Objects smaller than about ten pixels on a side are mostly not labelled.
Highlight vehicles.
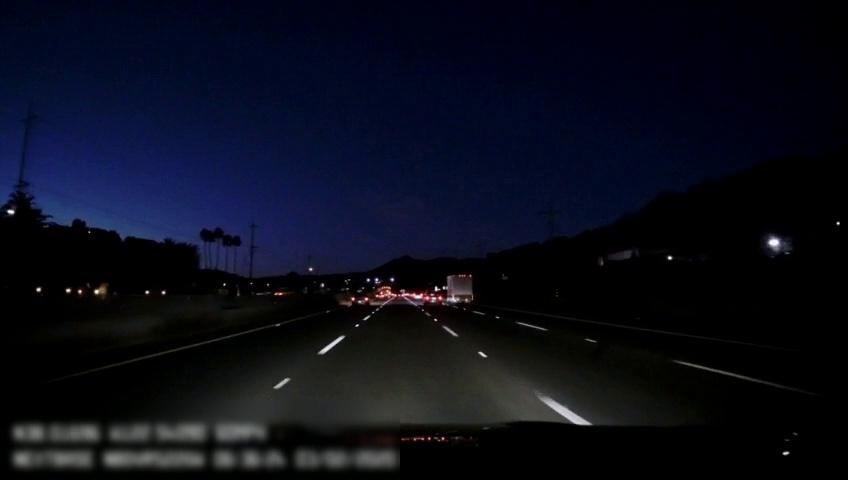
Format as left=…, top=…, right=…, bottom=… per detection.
left=351, top=290, right=371, bottom=306
left=423, top=290, right=442, bottom=306
left=143, top=284, right=171, bottom=297
left=444, top=274, right=473, bottom=304
left=376, top=286, right=390, bottom=299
